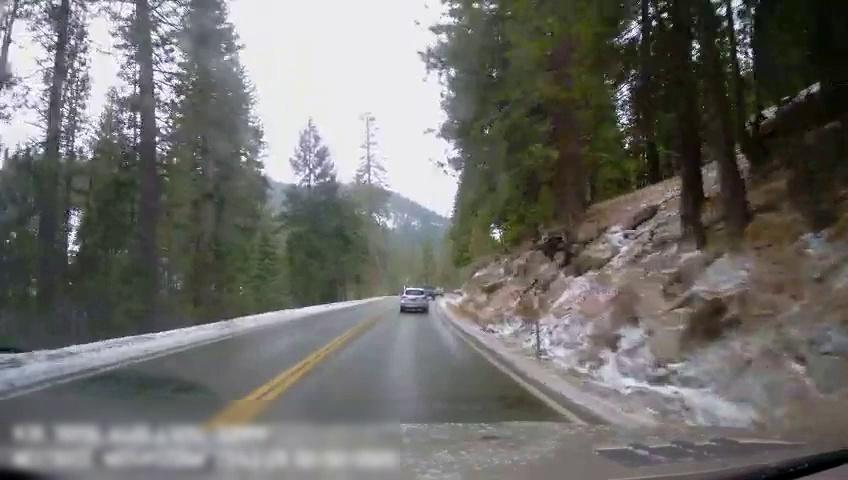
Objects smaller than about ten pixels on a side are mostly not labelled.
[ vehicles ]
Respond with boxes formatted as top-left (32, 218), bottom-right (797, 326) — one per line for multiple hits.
top-left (423, 286), bottom-right (436, 301)
top-left (400, 288), bottom-right (428, 313)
